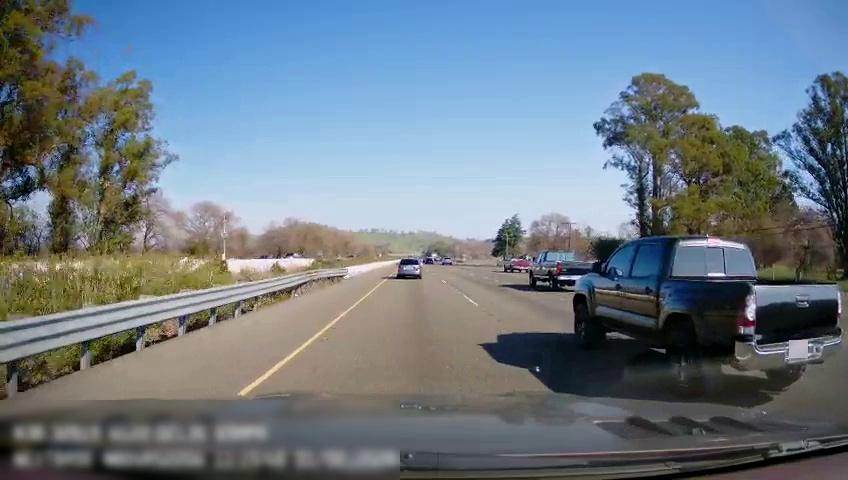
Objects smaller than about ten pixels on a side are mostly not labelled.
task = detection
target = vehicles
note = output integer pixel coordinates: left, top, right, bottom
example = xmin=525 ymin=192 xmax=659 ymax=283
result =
xmin=503 ymin=254 xmax=530 ymax=273
xmin=441 ymin=256 xmax=453 ymax=266
xmin=397 ymin=257 xmax=423 ymax=280
xmin=571 ymin=233 xmax=843 ymax=394
xmin=256 ymin=254 xmax=278 ymax=260
xmin=282 ymin=251 xmax=305 ymax=260
xmin=527 ymin=248 xmax=600 ymax=291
